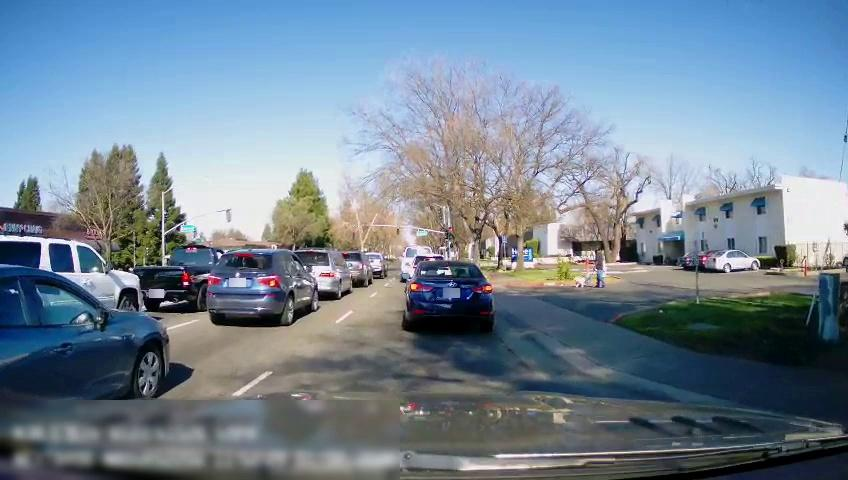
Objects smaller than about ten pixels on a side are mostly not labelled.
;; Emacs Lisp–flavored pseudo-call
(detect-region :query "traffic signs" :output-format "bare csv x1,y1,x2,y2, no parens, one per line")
180,224,195,233
416,230,427,237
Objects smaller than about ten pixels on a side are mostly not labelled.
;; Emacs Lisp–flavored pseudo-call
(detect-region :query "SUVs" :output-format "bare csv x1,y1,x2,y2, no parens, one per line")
405,254,445,279
206,248,319,327
338,250,374,288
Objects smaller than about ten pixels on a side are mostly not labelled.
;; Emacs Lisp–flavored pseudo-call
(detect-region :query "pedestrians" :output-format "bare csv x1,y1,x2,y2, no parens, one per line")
593,247,607,289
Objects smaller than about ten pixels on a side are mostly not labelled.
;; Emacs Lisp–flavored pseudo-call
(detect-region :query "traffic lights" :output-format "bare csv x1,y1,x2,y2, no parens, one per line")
447,226,455,240
225,208,233,224
193,227,199,239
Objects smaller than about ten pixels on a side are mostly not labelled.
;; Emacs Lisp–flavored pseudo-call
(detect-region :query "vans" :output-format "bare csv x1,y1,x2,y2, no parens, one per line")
289,248,353,300
400,246,433,283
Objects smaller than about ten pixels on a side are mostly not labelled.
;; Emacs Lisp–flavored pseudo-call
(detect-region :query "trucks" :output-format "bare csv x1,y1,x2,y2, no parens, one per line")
363,252,389,279
133,244,226,312
0,234,146,313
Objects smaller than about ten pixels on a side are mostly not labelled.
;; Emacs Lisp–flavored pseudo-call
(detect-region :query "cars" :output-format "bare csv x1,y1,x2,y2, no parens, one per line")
0,264,171,417
707,249,761,274
402,260,494,332
692,249,724,272
681,250,702,271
